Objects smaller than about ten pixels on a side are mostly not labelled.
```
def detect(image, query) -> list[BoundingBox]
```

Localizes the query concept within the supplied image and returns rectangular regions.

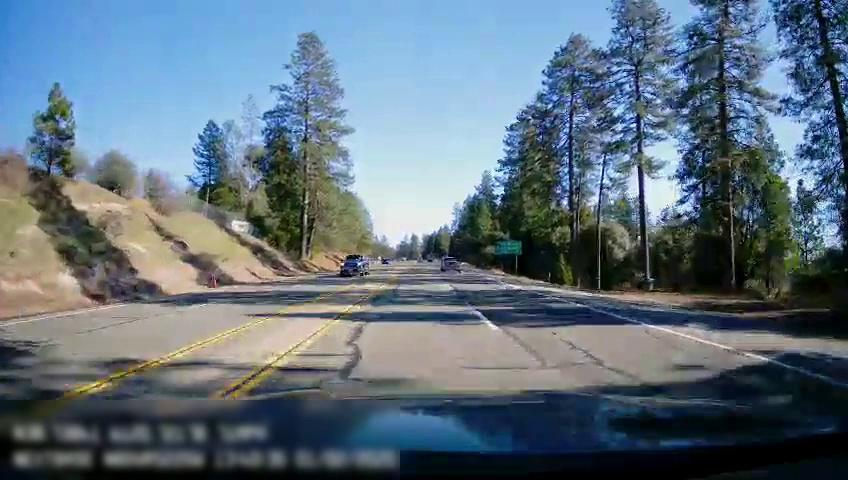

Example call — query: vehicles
[339,254,370,277]
[439,255,457,272]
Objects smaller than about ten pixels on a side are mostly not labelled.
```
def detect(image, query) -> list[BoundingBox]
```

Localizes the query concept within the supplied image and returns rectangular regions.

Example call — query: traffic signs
[496,239,523,256]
